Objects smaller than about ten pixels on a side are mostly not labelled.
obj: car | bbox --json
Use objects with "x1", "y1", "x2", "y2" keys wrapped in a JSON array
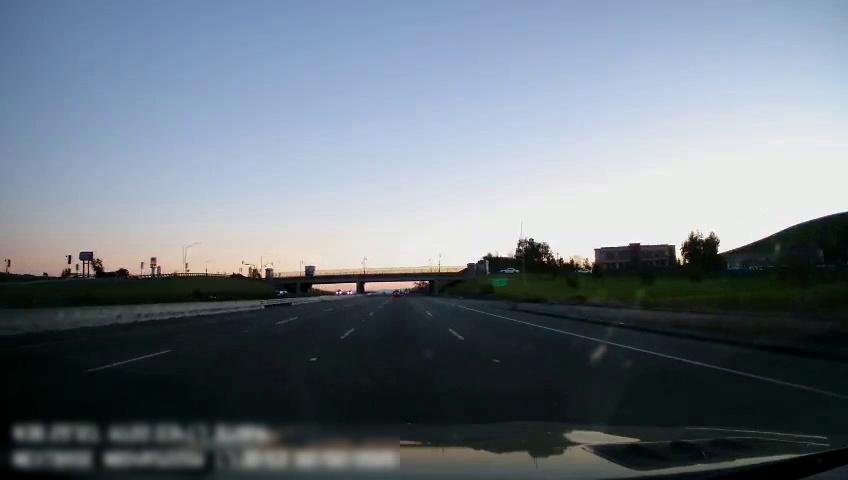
[{"x1": 499, "y1": 267, "x2": 520, "y2": 274}]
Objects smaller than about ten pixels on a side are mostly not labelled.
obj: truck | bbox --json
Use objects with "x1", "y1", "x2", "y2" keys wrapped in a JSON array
[{"x1": 574, "y1": 268, "x2": 593, "y2": 275}]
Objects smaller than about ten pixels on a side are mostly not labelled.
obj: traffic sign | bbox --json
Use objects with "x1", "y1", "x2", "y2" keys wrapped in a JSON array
[{"x1": 492, "y1": 278, "x2": 512, "y2": 287}]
